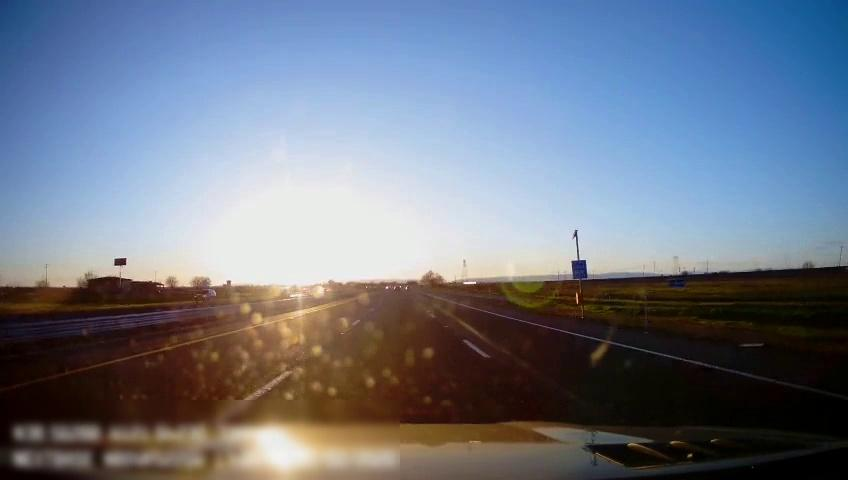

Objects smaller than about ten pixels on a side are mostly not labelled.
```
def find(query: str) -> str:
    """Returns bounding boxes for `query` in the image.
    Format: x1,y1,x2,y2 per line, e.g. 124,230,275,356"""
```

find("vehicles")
193,288,217,301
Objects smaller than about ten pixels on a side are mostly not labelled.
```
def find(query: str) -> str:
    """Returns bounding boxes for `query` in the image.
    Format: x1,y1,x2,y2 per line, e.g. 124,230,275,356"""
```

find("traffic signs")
668,277,685,288
572,260,589,279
